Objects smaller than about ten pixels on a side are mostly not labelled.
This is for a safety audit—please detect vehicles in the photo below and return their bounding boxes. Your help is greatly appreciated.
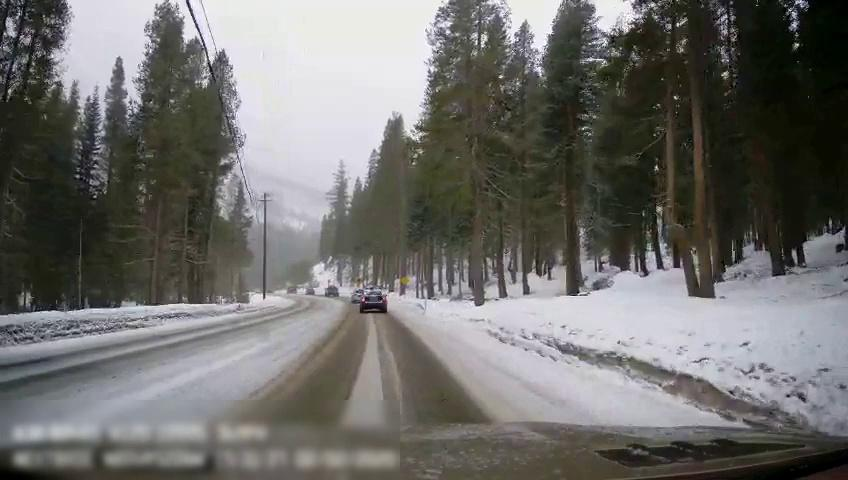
[324,286,339,298]
[359,287,388,314]
[351,290,366,304]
